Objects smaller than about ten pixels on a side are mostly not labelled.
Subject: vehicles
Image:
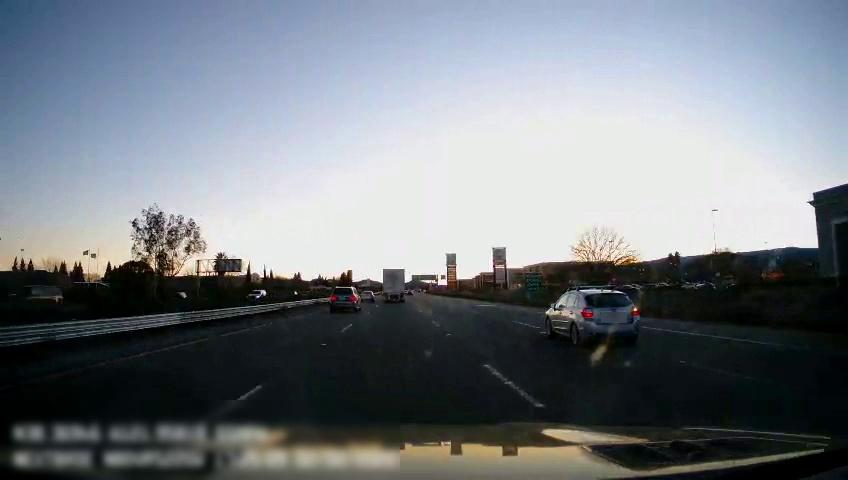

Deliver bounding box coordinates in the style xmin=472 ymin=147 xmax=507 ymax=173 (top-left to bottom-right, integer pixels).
xmin=360 ymin=290 xmax=375 ymax=303
xmin=329 ymin=286 xmax=361 ymax=314
xmin=246 ymin=290 xmax=266 ymax=301
xmin=383 ymin=268 xmax=405 ymax=303
xmin=543 ymin=289 xmax=641 ymax=352
xmin=6 ymin=285 xmax=64 ymax=312
xmin=176 ymin=292 xmax=188 ymax=299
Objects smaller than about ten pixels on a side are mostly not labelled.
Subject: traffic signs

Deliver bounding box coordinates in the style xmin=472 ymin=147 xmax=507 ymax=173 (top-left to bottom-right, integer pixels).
xmin=524 ymin=272 xmax=546 ymax=293
xmin=412 ymin=275 xmax=436 ymax=281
